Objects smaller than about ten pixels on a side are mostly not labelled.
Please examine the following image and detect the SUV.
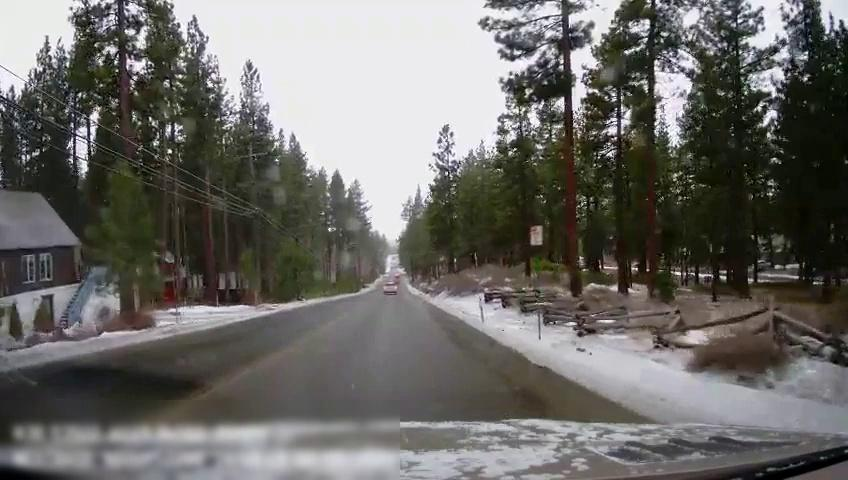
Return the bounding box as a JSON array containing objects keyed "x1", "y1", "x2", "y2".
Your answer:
[{"x1": 383, "y1": 279, "x2": 401, "y2": 296}]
